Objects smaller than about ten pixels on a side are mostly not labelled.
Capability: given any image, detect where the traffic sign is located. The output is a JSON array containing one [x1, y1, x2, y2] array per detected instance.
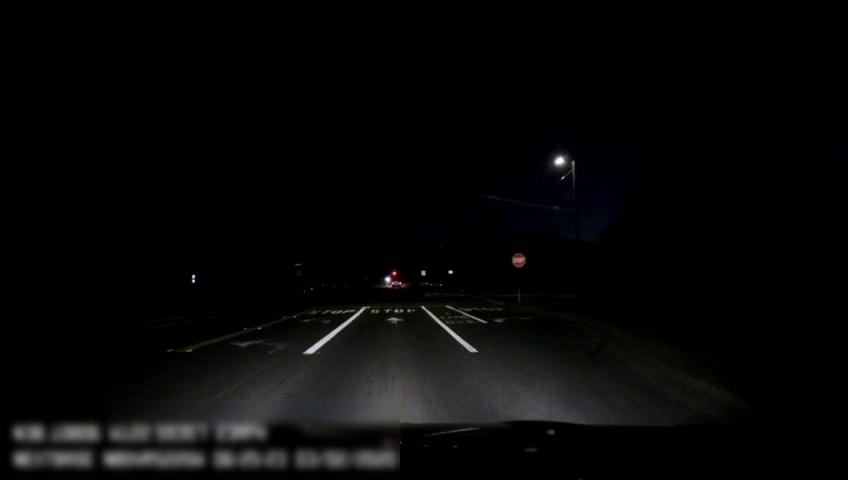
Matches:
[[511, 251, 526, 269]]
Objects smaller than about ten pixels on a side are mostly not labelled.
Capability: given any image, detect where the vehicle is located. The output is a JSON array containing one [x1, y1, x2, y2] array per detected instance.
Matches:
[[390, 280, 403, 289]]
